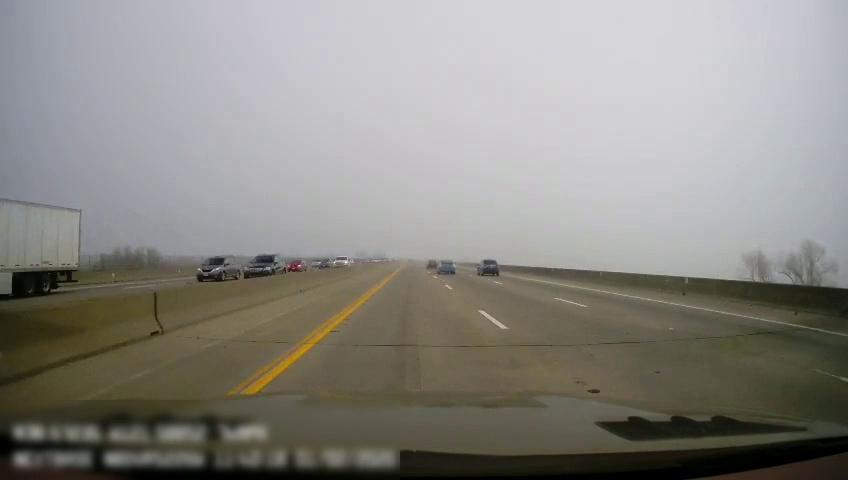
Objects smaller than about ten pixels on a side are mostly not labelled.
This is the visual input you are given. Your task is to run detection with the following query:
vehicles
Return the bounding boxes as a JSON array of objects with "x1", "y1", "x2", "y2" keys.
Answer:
[
  {"x1": 0, "y1": 197, "x2": 83, "y2": 301},
  {"x1": 196, "y1": 254, "x2": 243, "y2": 282},
  {"x1": 318, "y1": 258, "x2": 335, "y2": 269},
  {"x1": 242, "y1": 254, "x2": 288, "y2": 280},
  {"x1": 331, "y1": 256, "x2": 352, "y2": 269},
  {"x1": 476, "y1": 258, "x2": 500, "y2": 277},
  {"x1": 435, "y1": 259, "x2": 456, "y2": 275},
  {"x1": 425, "y1": 259, "x2": 438, "y2": 269},
  {"x1": 286, "y1": 259, "x2": 308, "y2": 274},
  {"x1": 310, "y1": 259, "x2": 324, "y2": 269}
]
